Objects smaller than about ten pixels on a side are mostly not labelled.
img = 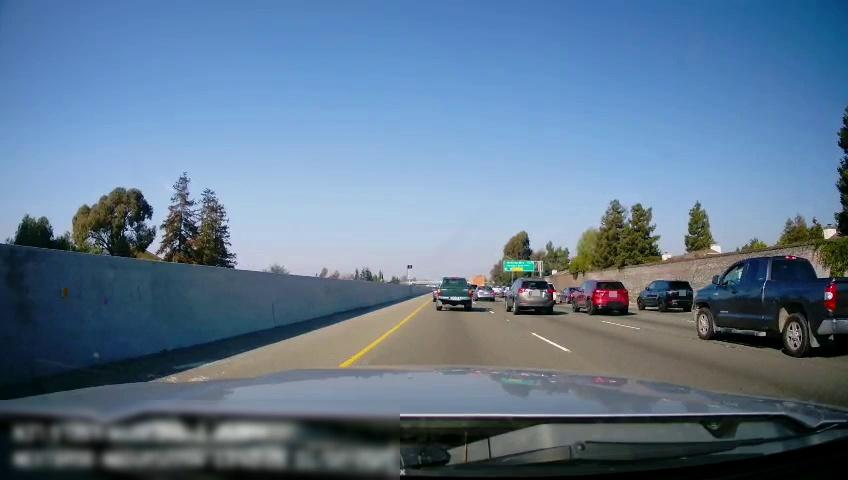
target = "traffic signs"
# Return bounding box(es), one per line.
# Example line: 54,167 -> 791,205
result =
406,264 -> 413,279
502,260 -> 535,272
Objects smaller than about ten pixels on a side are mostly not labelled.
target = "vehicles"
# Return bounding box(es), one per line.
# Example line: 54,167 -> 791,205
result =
693,255 -> 848,360
468,284 -> 478,292
472,285 -> 496,302
505,278 -> 554,316
547,283 -> 557,305
636,280 -> 694,313
572,279 -> 629,316
556,287 -> 580,305
436,276 -> 473,311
